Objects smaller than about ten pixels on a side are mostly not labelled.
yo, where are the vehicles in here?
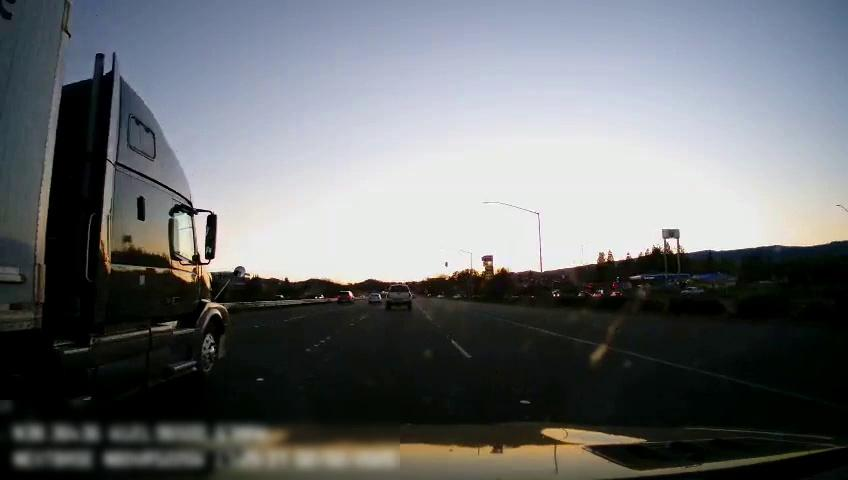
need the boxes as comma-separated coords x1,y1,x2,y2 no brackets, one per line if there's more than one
368,293,382,305
0,0,248,456
680,287,705,299
337,290,355,304
315,294,325,299
384,284,413,312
